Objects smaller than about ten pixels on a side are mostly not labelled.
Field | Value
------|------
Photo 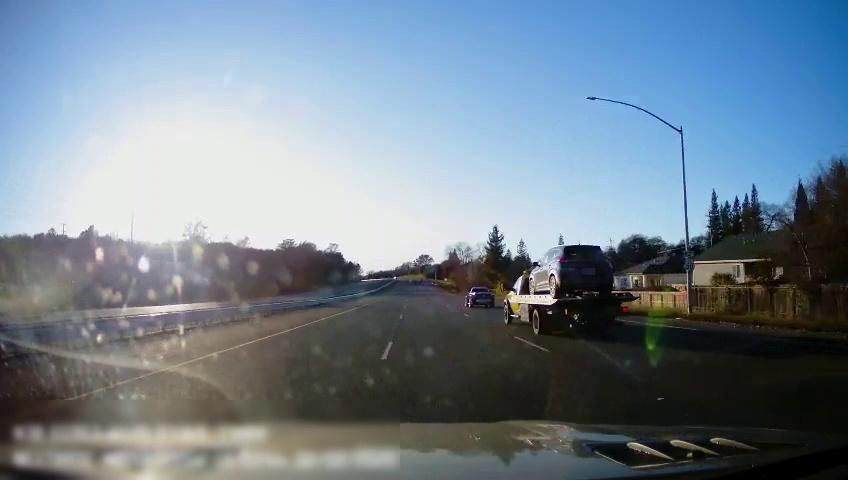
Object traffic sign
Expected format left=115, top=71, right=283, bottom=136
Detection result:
left=684, top=260, right=695, bottom=271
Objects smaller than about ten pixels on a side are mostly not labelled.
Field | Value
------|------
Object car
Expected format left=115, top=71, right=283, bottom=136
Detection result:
left=464, top=287, right=495, bottom=309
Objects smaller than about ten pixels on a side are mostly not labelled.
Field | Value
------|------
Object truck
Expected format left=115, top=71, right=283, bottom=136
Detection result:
left=501, top=245, right=641, bottom=335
